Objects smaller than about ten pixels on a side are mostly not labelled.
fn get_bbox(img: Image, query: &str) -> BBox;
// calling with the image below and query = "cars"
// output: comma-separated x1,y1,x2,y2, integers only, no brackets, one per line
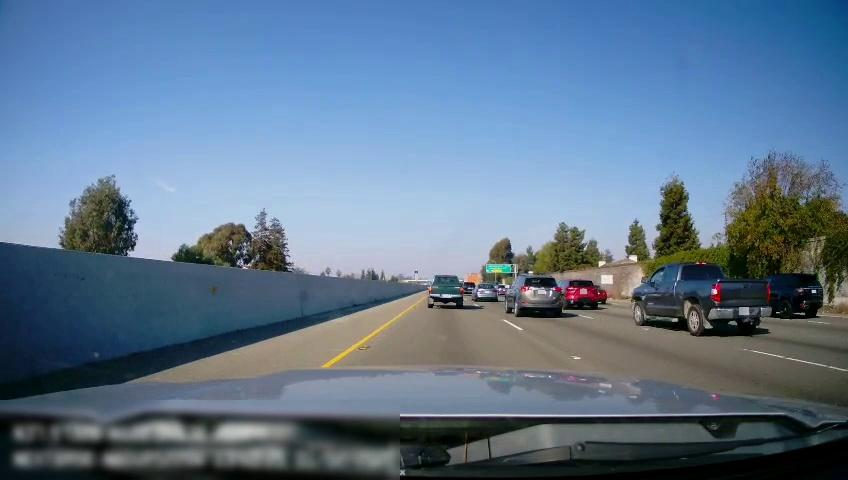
589,284,609,305
471,283,499,303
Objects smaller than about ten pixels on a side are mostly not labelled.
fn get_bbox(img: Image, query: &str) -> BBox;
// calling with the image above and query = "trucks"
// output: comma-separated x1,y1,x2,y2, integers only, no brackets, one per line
628,261,773,338
466,271,481,287
427,274,464,310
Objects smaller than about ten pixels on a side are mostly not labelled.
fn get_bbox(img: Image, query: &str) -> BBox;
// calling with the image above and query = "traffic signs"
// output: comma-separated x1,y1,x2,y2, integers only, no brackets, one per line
485,263,512,274
600,274,614,285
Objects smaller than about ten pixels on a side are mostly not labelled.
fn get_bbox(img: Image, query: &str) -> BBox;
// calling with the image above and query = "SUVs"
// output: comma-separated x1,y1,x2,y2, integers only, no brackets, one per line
504,272,563,317
460,281,477,295
763,272,824,319
554,279,599,311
